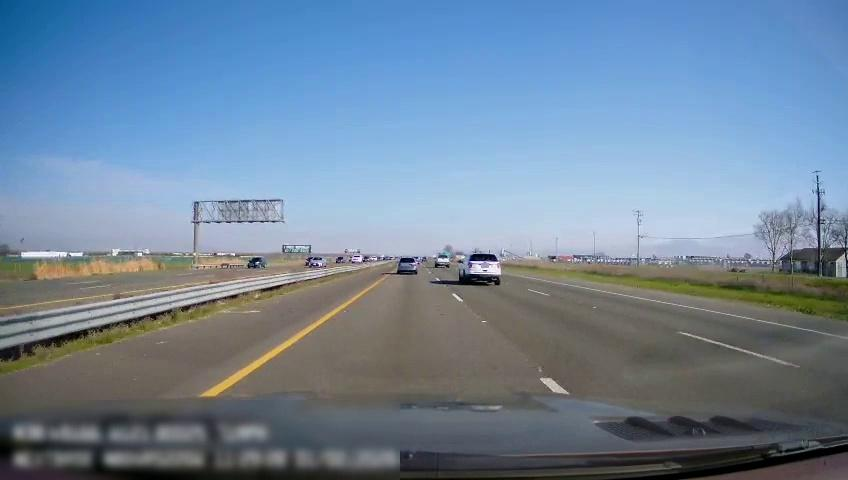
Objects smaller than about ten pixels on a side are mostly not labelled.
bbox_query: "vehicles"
[457,252,502,286]
[309,256,328,269]
[305,257,314,266]
[247,257,268,269]
[351,254,364,264]
[397,256,419,275]
[434,255,450,269]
